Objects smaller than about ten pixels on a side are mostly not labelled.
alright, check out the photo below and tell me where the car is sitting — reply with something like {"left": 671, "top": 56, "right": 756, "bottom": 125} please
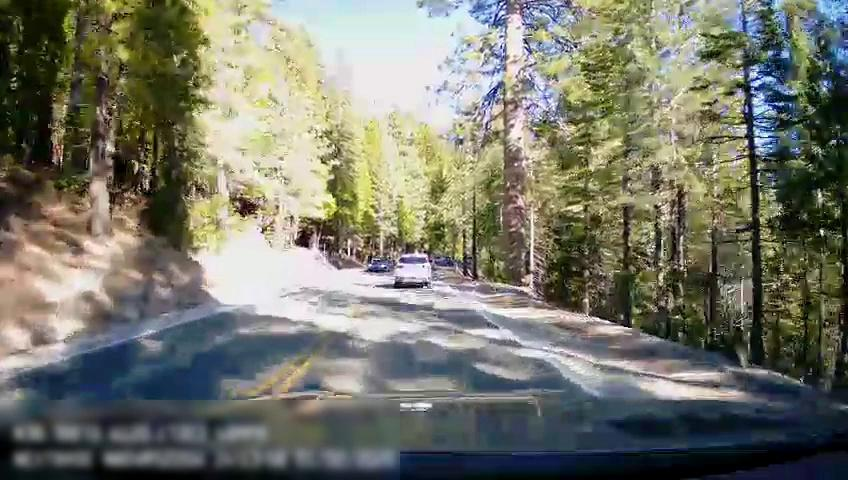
{"left": 367, "top": 257, "right": 392, "bottom": 273}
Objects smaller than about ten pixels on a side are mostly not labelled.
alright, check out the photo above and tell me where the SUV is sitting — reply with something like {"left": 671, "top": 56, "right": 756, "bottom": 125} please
{"left": 393, "top": 254, "right": 434, "bottom": 289}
